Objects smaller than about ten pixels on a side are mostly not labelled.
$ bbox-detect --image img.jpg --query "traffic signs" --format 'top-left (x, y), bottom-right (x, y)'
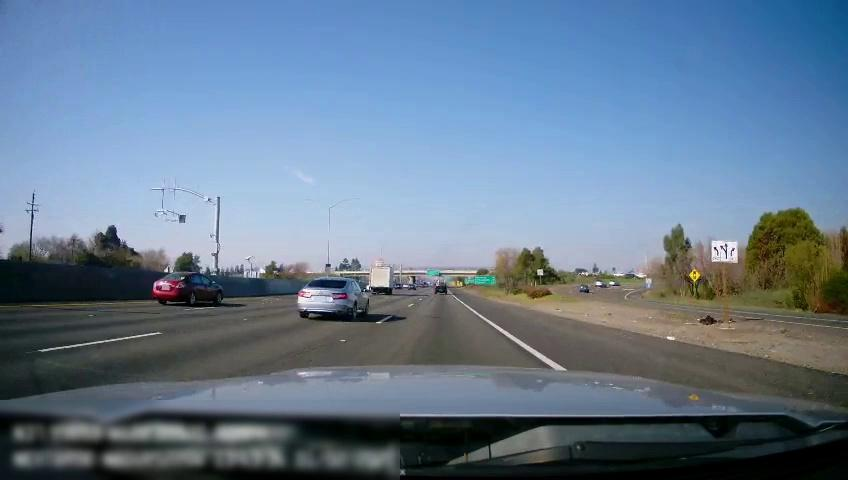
top-left (711, 240), bottom-right (738, 263)
top-left (689, 269), bottom-right (700, 281)
top-left (474, 275), bottom-right (496, 286)
top-left (427, 269), bottom-right (440, 276)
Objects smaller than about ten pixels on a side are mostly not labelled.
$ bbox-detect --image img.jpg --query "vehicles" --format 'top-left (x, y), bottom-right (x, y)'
top-left (296, 277), bottom-right (371, 322)
top-left (595, 279), bottom-right (607, 288)
top-left (609, 280), bottom-right (619, 286)
top-left (434, 282), bottom-right (448, 295)
top-left (152, 271), bottom-right (224, 308)
top-left (370, 267), bottom-right (395, 296)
